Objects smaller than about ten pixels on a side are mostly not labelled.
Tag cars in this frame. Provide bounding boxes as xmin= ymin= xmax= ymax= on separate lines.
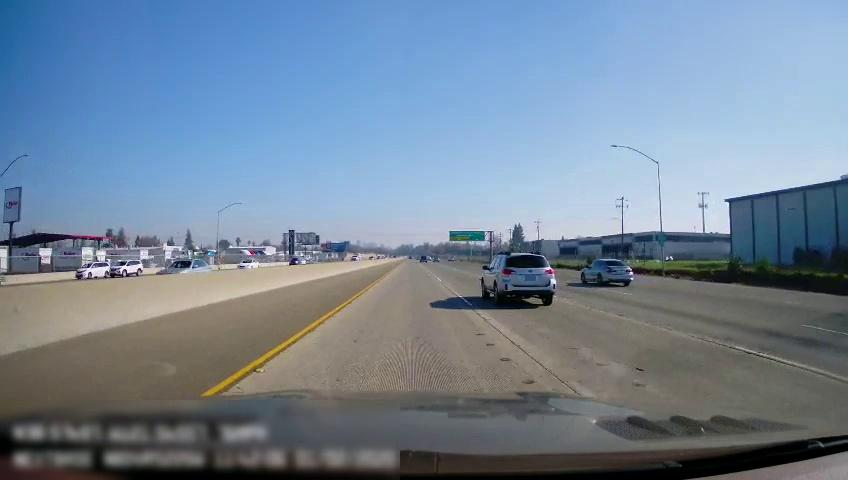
xmin=156 ymin=257 xmax=214 ymax=276
xmin=289 ymin=257 xmax=302 ymax=266
xmin=580 ymin=258 xmax=634 ymax=288
xmin=237 ymin=258 xmax=260 ymax=270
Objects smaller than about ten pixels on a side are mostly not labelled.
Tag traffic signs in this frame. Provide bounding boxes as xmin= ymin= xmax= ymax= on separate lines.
xmin=449 ymin=231 xmax=486 ymax=242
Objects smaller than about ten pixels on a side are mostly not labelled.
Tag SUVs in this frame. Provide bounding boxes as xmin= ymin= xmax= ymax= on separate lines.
xmin=109 ymin=260 xmax=144 ymax=278
xmin=480 ymin=252 xmax=558 ymax=307
xmin=75 ymin=261 xmax=114 ymax=280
